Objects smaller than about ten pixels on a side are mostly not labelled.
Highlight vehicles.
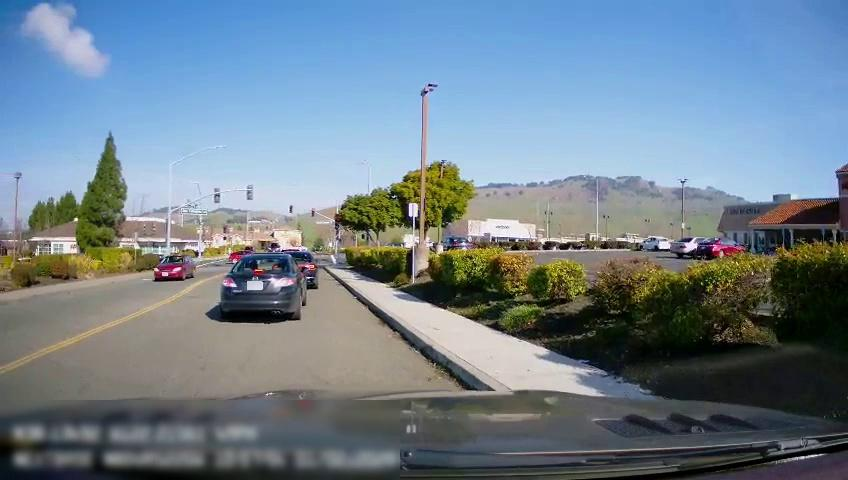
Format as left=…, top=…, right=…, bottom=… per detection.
left=153, top=254, right=196, bottom=282
left=268, top=241, right=281, bottom=253
left=669, top=235, right=703, bottom=259
left=696, top=237, right=747, bottom=258
left=286, top=249, right=321, bottom=291
left=229, top=250, right=251, bottom=265
left=638, top=235, right=670, bottom=251
left=218, top=252, right=309, bottom=321
left=445, top=235, right=475, bottom=251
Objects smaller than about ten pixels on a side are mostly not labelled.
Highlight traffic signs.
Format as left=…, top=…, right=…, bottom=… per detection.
left=182, top=206, right=209, bottom=216
left=315, top=219, right=331, bottom=226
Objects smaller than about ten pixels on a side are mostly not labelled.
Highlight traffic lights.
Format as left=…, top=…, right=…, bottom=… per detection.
left=245, top=185, right=254, bottom=202
left=213, top=188, right=221, bottom=204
